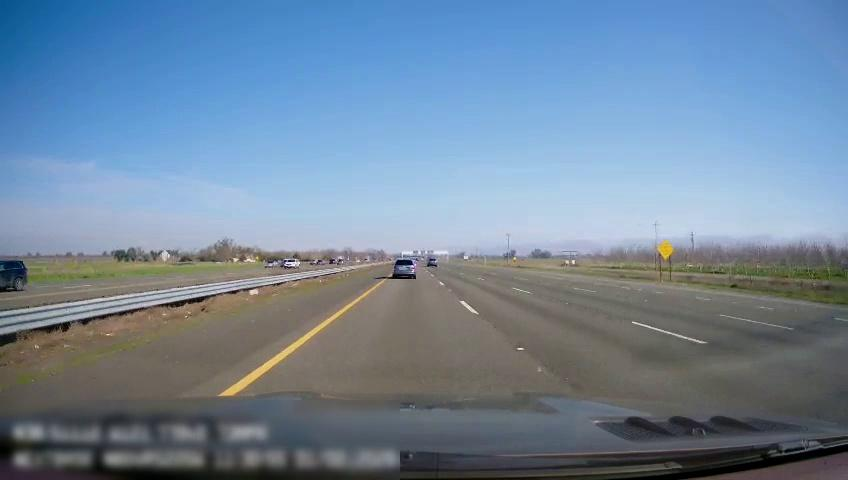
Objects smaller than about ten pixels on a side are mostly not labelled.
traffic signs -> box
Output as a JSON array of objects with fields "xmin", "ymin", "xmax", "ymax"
[{"xmin": 658, "ymin": 239, "xmax": 674, "ymax": 259}]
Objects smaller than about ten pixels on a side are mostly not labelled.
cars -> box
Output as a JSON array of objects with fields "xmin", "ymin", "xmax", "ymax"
[{"xmin": 264, "ymin": 259, "xmax": 280, "ymax": 268}]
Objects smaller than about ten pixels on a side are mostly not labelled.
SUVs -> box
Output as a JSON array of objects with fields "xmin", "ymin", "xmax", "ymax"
[
  {"xmin": 0, "ymin": 260, "xmax": 28, "ymax": 292},
  {"xmin": 427, "ymin": 259, "xmax": 438, "ymax": 268},
  {"xmin": 392, "ymin": 258, "xmax": 416, "ymax": 279},
  {"xmin": 283, "ymin": 259, "xmax": 301, "ymax": 270}
]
